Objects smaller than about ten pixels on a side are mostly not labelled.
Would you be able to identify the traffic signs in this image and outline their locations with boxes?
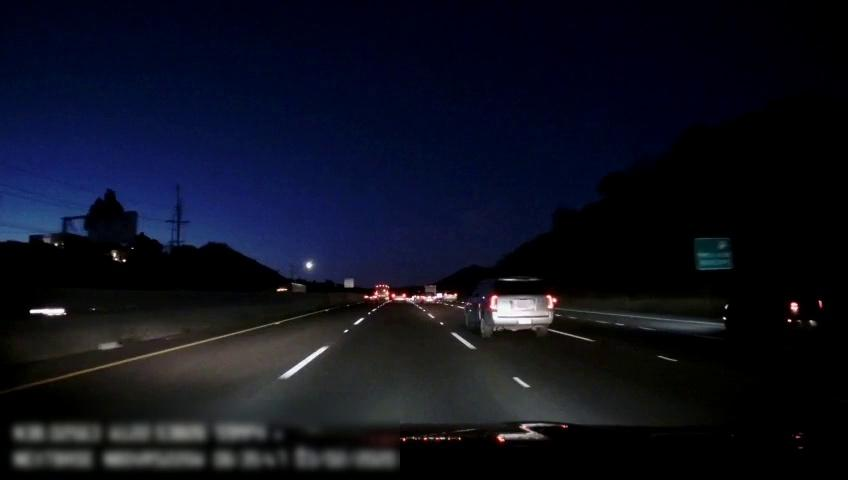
[692,235,733,271]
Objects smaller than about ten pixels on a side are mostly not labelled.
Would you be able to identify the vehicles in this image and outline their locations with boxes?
[372,283,389,300]
[275,281,306,296]
[443,290,457,303]
[360,290,377,303]
[463,276,555,339]
[722,286,827,340]
[391,289,407,302]
[23,296,74,318]
[419,291,435,304]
